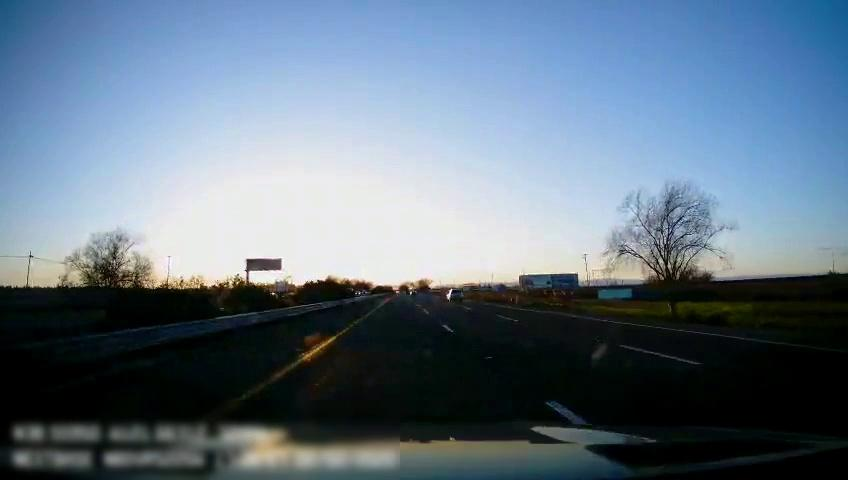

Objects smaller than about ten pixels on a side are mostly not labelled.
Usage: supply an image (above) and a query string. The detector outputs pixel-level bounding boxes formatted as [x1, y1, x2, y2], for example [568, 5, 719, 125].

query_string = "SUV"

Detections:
[446, 288, 464, 303]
